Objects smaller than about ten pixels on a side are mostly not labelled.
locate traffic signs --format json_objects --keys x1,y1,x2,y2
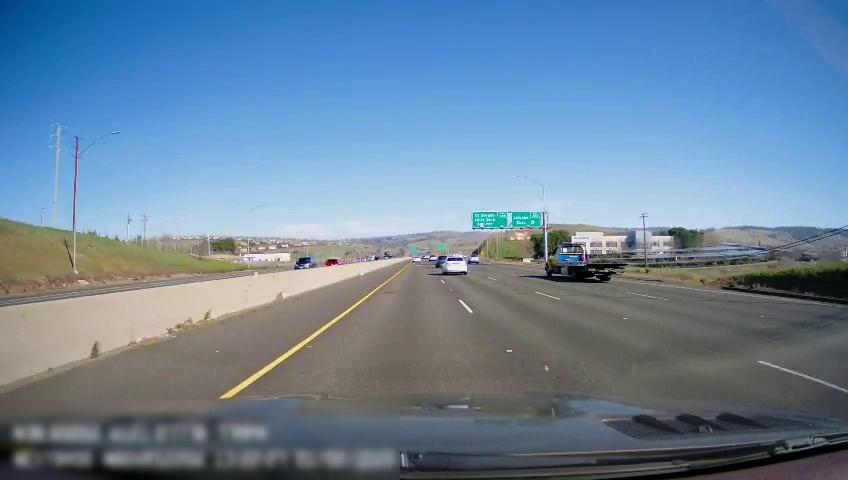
[
  {"x1": 510, "y1": 210, "x2": 544, "y2": 229},
  {"x1": 470, "y1": 210, "x2": 509, "y2": 230}
]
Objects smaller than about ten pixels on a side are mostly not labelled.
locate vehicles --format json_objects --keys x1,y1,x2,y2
[
  {"x1": 544, "y1": 243, "x2": 630, "y2": 281},
  {"x1": 467, "y1": 253, "x2": 480, "y2": 264},
  {"x1": 441, "y1": 256, "x2": 467, "y2": 276},
  {"x1": 294, "y1": 257, "x2": 318, "y2": 269},
  {"x1": 323, "y1": 258, "x2": 343, "y2": 267},
  {"x1": 435, "y1": 255, "x2": 447, "y2": 268}
]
